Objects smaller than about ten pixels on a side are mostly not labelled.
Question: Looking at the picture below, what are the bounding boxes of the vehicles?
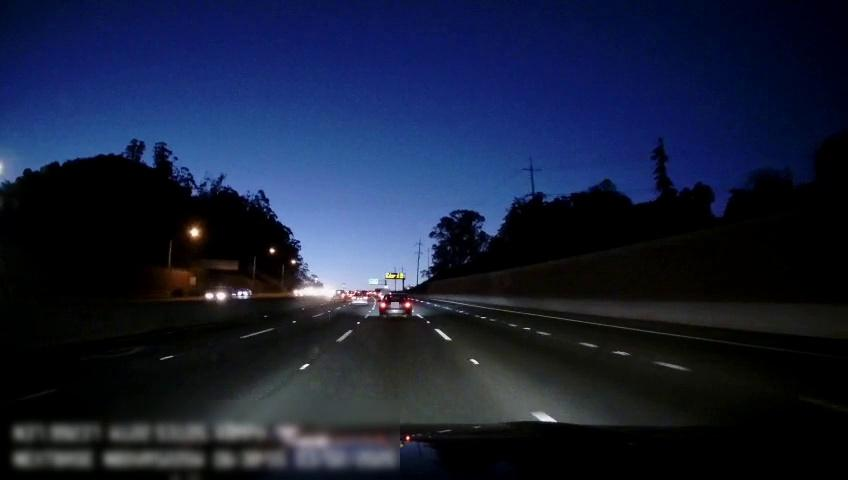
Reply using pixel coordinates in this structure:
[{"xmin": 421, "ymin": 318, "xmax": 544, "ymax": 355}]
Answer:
[
  {"xmin": 237, "ymin": 288, "xmax": 253, "ymax": 297},
  {"xmin": 373, "ymin": 289, "xmax": 383, "ymax": 298},
  {"xmin": 378, "ymin": 289, "xmax": 392, "ymax": 300},
  {"xmin": 331, "ymin": 289, "xmax": 348, "ymax": 303},
  {"xmin": 204, "ymin": 286, "xmax": 237, "ymax": 300},
  {"xmin": 351, "ymin": 291, "xmax": 370, "ymax": 307},
  {"xmin": 377, "ymin": 292, "xmax": 413, "ymax": 322}
]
